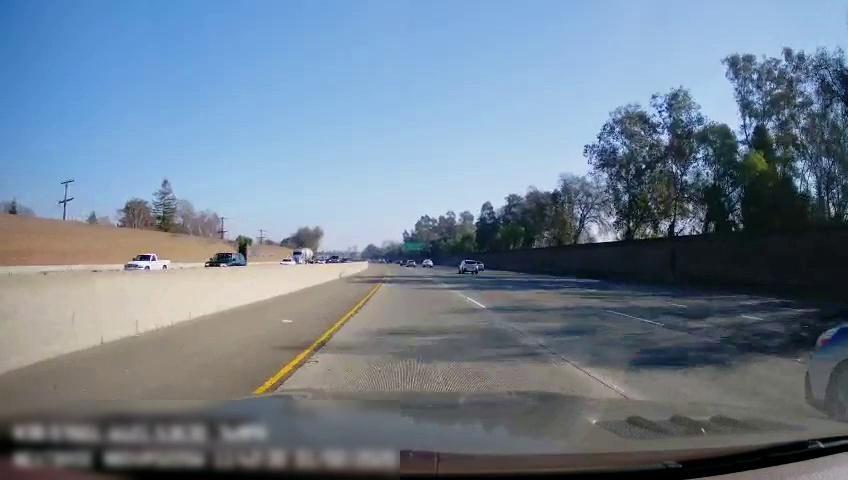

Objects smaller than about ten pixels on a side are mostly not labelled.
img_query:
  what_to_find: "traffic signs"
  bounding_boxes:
[403,241,425,251]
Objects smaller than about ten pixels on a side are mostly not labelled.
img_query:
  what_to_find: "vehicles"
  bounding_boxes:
[122,253,171,272]
[458,260,478,274]
[292,248,315,265]
[280,256,296,265]
[474,261,485,272]
[313,256,328,264]
[322,255,345,264]
[421,259,433,268]
[803,322,848,422]
[306,256,318,264]
[204,252,247,268]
